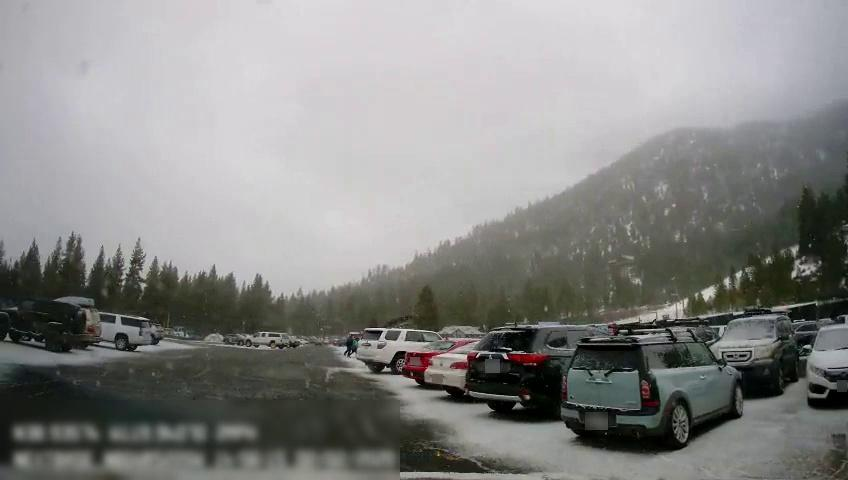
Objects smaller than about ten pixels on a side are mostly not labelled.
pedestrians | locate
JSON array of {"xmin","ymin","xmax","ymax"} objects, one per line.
[
  {"xmin": 350, "ymin": 337, "xmax": 358, "ymax": 356},
  {"xmin": 343, "ymin": 336, "xmax": 352, "ymax": 357}
]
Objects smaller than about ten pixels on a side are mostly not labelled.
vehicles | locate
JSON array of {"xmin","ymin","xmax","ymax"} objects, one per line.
[
  {"xmin": 223, "ymin": 333, "xmax": 245, "ymax": 347},
  {"xmin": 151, "ymin": 324, "xmax": 164, "ymax": 346},
  {"xmin": 792, "ymin": 322, "xmax": 824, "ymax": 345},
  {"xmin": 79, "ymin": 308, "xmax": 103, "ymax": 350},
  {"xmin": 559, "ymin": 341, "xmax": 745, "ymax": 452},
  {"xmin": 667, "ymin": 325, "xmax": 721, "ymax": 343},
  {"xmin": 402, "ymin": 339, "xmax": 473, "ymax": 388},
  {"xmin": 707, "ymin": 315, "xmax": 799, "ymax": 395},
  {"xmin": 801, "ymin": 323, "xmax": 848, "ymax": 410},
  {"xmin": 0, "ymin": 300, "xmax": 87, "ymax": 354},
  {"xmin": 465, "ymin": 325, "xmax": 615, "ymax": 415},
  {"xmin": 355, "ymin": 327, "xmax": 445, "ymax": 376},
  {"xmin": 244, "ymin": 331, "xmax": 291, "ymax": 350},
  {"xmin": 422, "ymin": 340, "xmax": 477, "ymax": 401},
  {"xmin": 99, "ymin": 310, "xmax": 152, "ymax": 352}
]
